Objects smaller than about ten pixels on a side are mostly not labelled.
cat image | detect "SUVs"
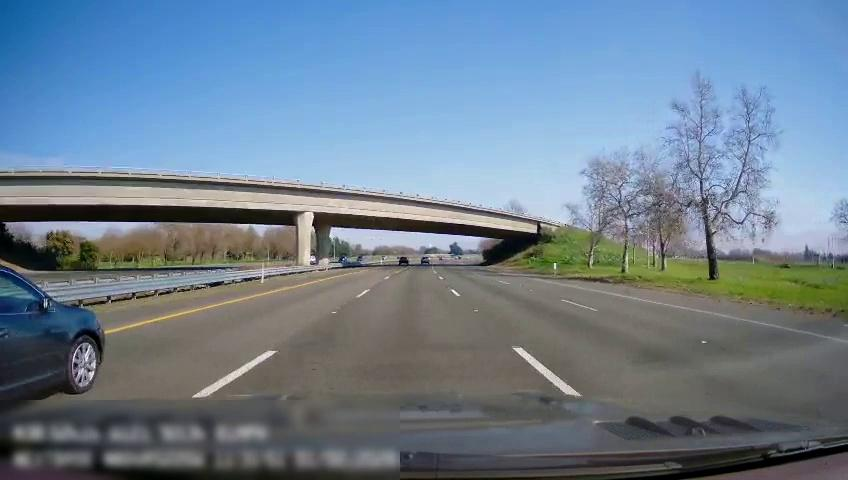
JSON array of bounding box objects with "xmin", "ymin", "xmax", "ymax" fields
[
  {"xmin": 397, "ymin": 256, "xmax": 410, "ymax": 267},
  {"xmin": 421, "ymin": 256, "xmax": 429, "ymax": 264}
]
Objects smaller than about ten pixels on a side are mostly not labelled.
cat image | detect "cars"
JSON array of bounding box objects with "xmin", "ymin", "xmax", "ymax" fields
[{"xmin": 0, "ymin": 261, "xmax": 107, "ymax": 407}]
